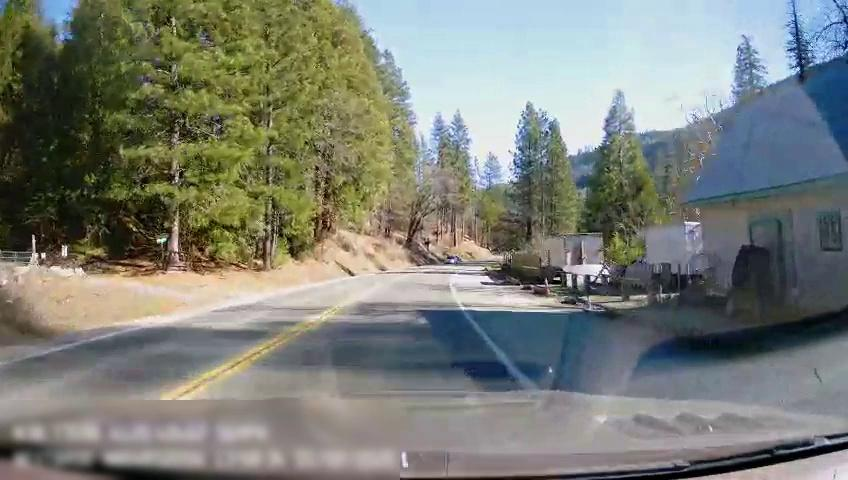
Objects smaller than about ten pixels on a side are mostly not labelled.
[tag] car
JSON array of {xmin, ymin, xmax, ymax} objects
[{"xmin": 444, "ymin": 256, "xmax": 461, "ymax": 265}]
